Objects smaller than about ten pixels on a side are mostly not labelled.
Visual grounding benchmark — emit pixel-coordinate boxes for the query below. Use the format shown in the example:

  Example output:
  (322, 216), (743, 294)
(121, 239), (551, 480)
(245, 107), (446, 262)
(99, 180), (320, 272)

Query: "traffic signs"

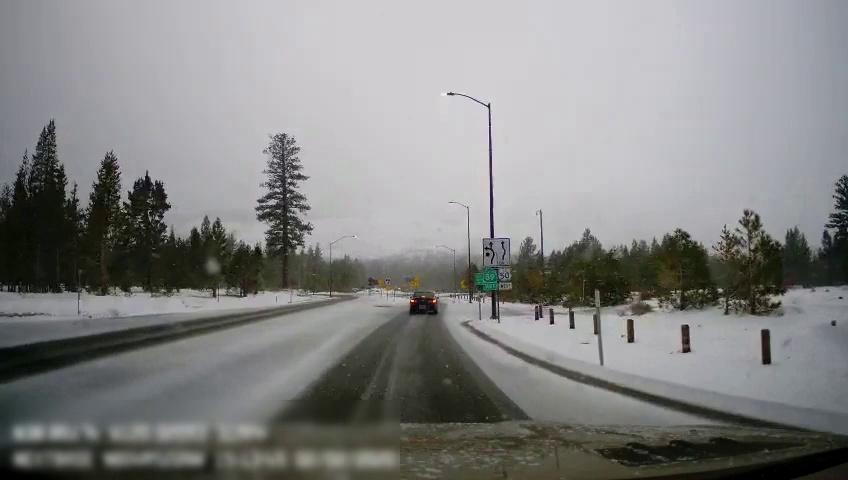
(483, 237), (511, 267)
(475, 273), (494, 286)
(483, 283), (498, 291)
(499, 269), (512, 282)
(483, 269), (498, 283)
(499, 283), (512, 290)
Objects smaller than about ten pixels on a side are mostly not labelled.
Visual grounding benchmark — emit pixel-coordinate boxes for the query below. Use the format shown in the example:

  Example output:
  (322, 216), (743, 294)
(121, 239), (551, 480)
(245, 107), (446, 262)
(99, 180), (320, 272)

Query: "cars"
(408, 291), (440, 315)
